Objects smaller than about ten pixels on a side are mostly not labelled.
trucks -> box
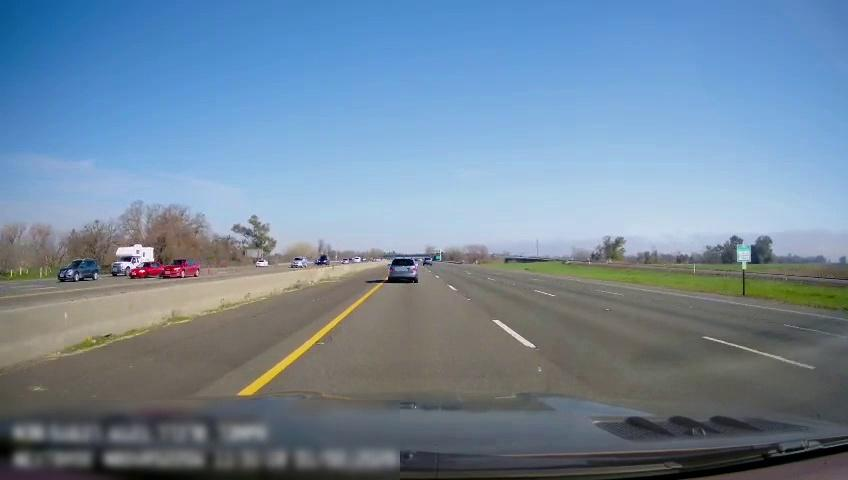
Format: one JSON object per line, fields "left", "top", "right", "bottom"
{"left": 111, "top": 244, "right": 154, "bottom": 277}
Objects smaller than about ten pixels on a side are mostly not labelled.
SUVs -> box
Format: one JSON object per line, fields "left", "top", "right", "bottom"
{"left": 317, "top": 255, "right": 330, "bottom": 266}
{"left": 388, "top": 257, "right": 419, "bottom": 284}
{"left": 423, "top": 256, "right": 433, "bottom": 266}
{"left": 57, "top": 259, "right": 99, "bottom": 282}
{"left": 291, "top": 256, "right": 308, "bottom": 268}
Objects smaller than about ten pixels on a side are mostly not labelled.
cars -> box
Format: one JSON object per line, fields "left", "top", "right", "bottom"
{"left": 128, "top": 261, "right": 166, "bottom": 279}
{"left": 256, "top": 259, "right": 269, "bottom": 268}
{"left": 158, "top": 258, "right": 201, "bottom": 278}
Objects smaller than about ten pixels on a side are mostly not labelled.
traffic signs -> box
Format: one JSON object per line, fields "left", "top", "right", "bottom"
{"left": 738, "top": 244, "right": 752, "bottom": 261}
